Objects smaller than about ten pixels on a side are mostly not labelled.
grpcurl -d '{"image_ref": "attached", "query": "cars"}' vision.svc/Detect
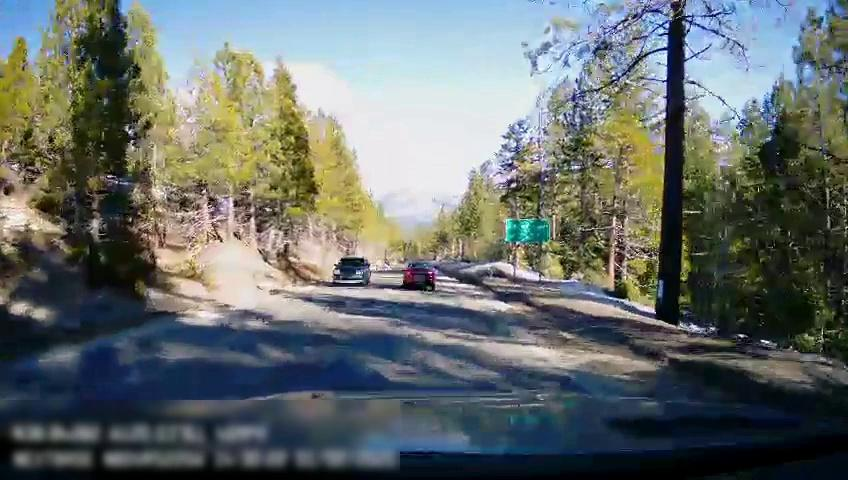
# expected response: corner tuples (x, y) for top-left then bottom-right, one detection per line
(331, 255), (373, 285)
(402, 260), (439, 291)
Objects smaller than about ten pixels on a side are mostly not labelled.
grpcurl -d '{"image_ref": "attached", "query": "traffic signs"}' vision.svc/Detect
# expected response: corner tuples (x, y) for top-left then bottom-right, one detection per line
(504, 217), (552, 244)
